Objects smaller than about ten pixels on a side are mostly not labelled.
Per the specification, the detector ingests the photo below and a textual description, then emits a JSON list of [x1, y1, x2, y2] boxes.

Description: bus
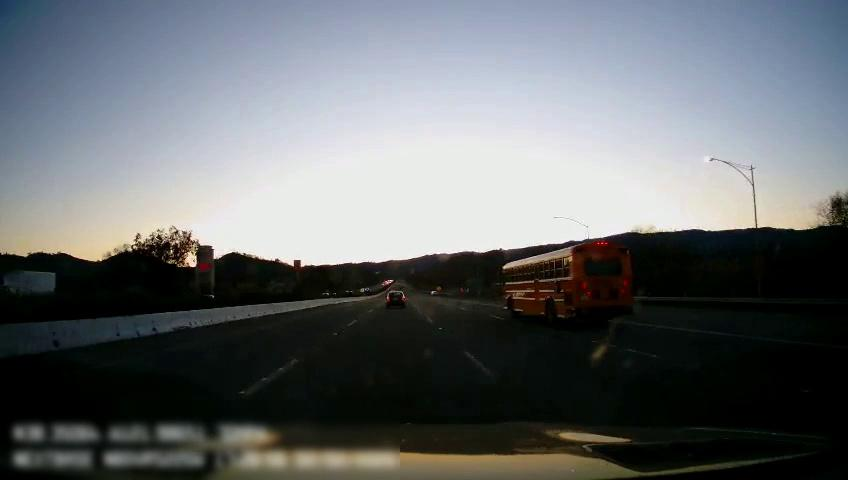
[[501, 240, 633, 328]]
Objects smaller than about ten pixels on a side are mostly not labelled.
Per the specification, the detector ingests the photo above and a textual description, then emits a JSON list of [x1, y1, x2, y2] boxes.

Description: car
[[386, 291, 406, 308]]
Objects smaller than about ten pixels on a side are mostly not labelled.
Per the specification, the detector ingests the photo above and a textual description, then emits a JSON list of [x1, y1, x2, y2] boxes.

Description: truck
[[0, 270, 56, 298]]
